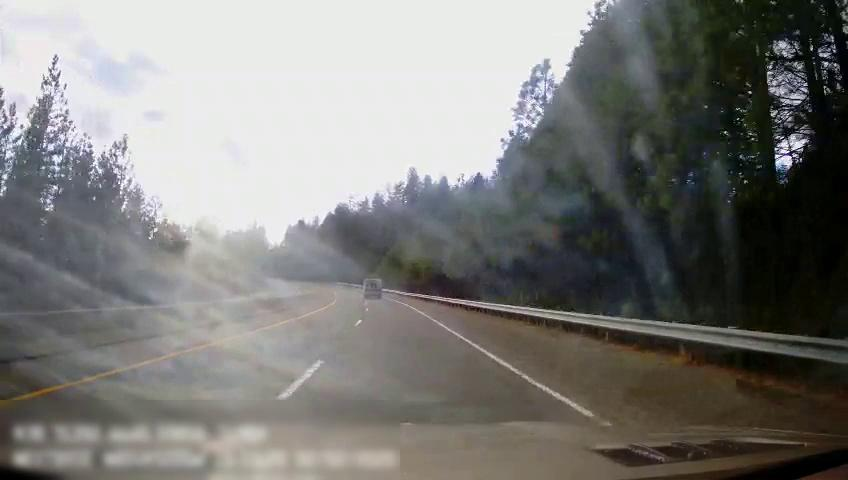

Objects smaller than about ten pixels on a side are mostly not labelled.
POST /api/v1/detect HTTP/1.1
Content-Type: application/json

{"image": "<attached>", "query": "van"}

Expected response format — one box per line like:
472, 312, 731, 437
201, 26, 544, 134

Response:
362, 278, 382, 300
